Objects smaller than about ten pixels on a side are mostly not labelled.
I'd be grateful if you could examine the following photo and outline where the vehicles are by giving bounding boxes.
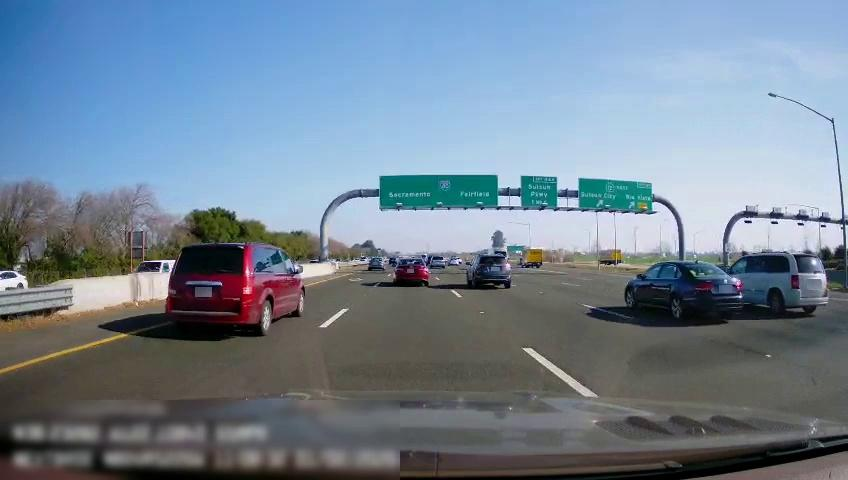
[429,256,446,269]
[519,248,544,269]
[367,258,387,272]
[465,252,513,289]
[447,258,458,267]
[623,259,745,323]
[725,251,830,315]
[425,256,432,267]
[392,258,431,288]
[598,248,624,266]
[0,269,29,292]
[487,248,508,259]
[164,241,307,337]
[135,259,175,274]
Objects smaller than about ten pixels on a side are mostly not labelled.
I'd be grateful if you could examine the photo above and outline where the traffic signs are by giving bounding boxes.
[577,176,654,212]
[126,230,147,249]
[378,173,500,210]
[128,249,147,258]
[519,174,558,210]
[507,245,525,252]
